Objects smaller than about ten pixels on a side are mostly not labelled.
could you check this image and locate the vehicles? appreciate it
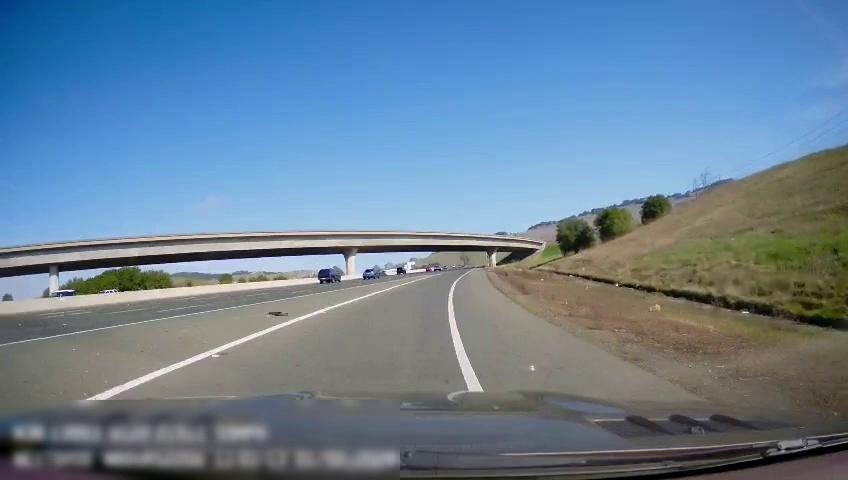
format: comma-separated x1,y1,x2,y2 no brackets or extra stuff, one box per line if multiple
98,288,119,295
396,267,407,275
362,268,380,280
51,289,76,298
317,267,342,284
